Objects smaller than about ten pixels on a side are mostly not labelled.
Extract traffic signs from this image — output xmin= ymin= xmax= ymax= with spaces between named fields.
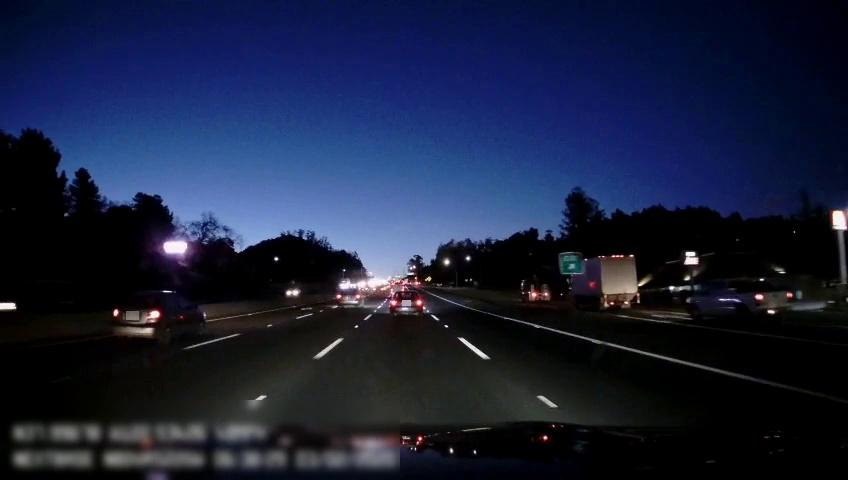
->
xmin=559 ymin=252 xmax=584 ymax=275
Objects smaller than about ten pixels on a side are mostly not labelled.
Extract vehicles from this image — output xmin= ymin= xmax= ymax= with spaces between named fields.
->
xmin=335 ymin=288 xmax=365 ymax=312
xmin=387 ymin=290 xmax=424 ymax=320
xmin=520 ymin=279 xmax=551 ymax=303
xmin=390 ymin=286 xmax=406 ymax=297
xmin=684 ymin=278 xmax=793 ymax=327
xmin=0 ymin=278 xmax=80 ymax=320
xmin=566 ymin=254 xmax=640 ymax=313
xmin=111 ymin=290 xmax=207 ymax=349
xmin=359 ymin=287 xmax=370 ymax=295
xmin=373 ymin=286 xmax=386 ymax=295
xmin=285 ymin=287 xmax=301 ymax=297
xmin=339 ymin=279 xmax=351 ymax=289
